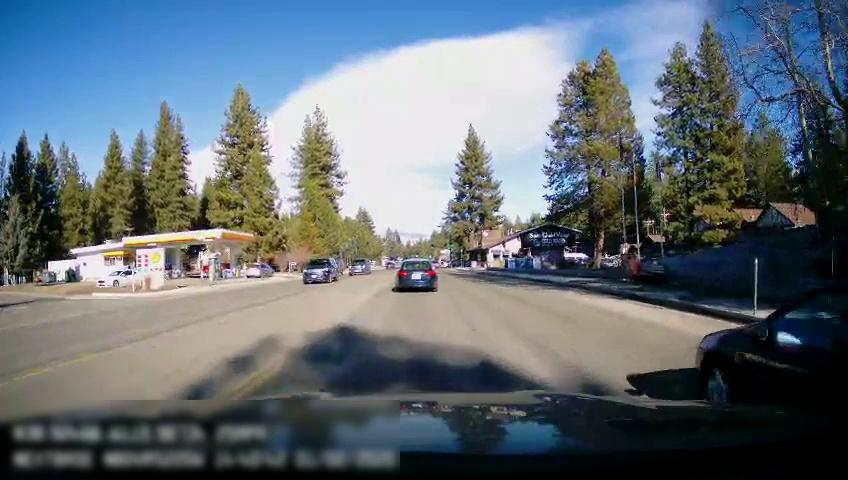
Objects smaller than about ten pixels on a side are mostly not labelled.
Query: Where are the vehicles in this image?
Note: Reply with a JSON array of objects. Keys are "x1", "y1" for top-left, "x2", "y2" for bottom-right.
[
  {"x1": 397, "y1": 260, "x2": 438, "y2": 292},
  {"x1": 244, "y1": 262, "x2": 275, "y2": 279},
  {"x1": 302, "y1": 259, "x2": 338, "y2": 285},
  {"x1": 687, "y1": 282, "x2": 848, "y2": 416},
  {"x1": 348, "y1": 258, "x2": 370, "y2": 276},
  {"x1": 38, "y1": 271, "x2": 57, "y2": 283},
  {"x1": 95, "y1": 268, "x2": 145, "y2": 290}
]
